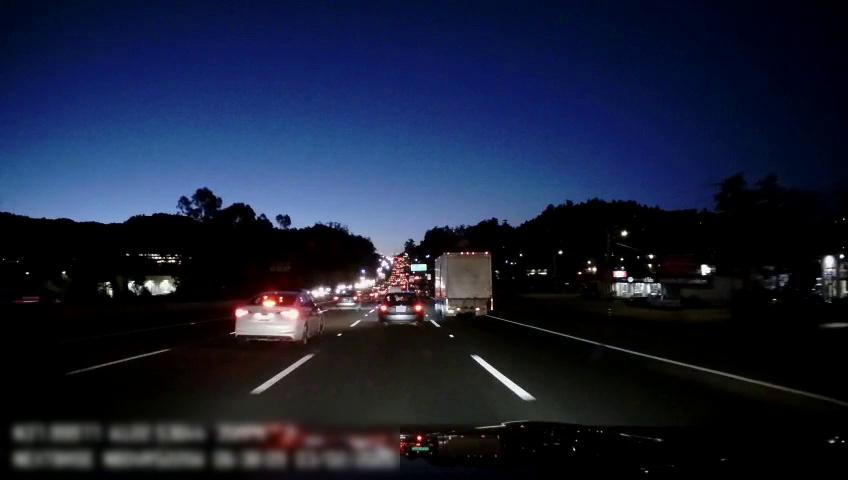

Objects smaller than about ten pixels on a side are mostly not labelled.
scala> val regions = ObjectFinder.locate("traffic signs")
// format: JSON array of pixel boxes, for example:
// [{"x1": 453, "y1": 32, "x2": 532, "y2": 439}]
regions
[{"x1": 410, "y1": 264, "x2": 427, "y2": 272}]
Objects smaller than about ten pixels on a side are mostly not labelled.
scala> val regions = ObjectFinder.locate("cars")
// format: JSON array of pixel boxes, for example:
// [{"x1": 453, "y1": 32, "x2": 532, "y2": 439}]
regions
[
  {"x1": 336, "y1": 292, "x2": 362, "y2": 311},
  {"x1": 233, "y1": 288, "x2": 326, "y2": 348},
  {"x1": 378, "y1": 292, "x2": 426, "y2": 332}
]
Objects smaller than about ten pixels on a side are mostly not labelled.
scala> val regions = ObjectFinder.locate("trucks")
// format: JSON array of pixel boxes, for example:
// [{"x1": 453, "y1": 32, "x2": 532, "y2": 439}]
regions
[{"x1": 433, "y1": 251, "x2": 494, "y2": 322}]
